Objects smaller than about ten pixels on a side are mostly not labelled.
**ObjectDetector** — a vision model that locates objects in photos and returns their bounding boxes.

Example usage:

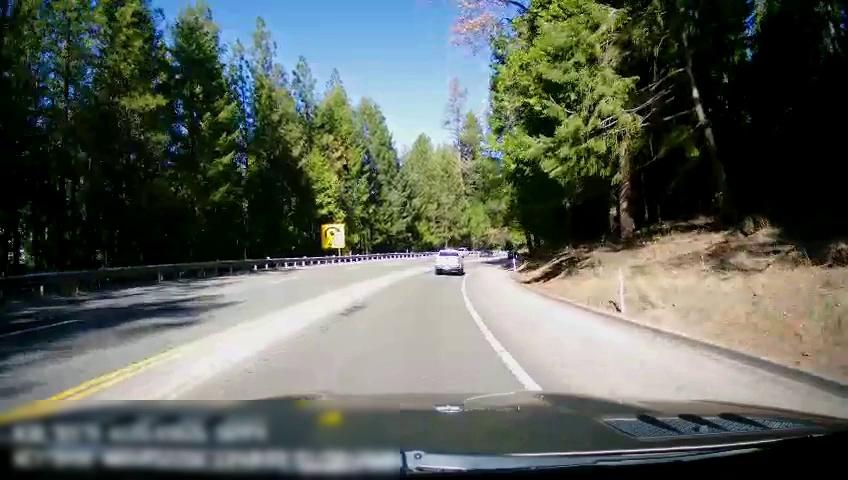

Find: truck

[434,249,466,275]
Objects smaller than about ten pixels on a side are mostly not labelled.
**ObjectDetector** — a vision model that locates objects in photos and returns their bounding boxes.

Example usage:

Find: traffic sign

[320,222,346,250]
